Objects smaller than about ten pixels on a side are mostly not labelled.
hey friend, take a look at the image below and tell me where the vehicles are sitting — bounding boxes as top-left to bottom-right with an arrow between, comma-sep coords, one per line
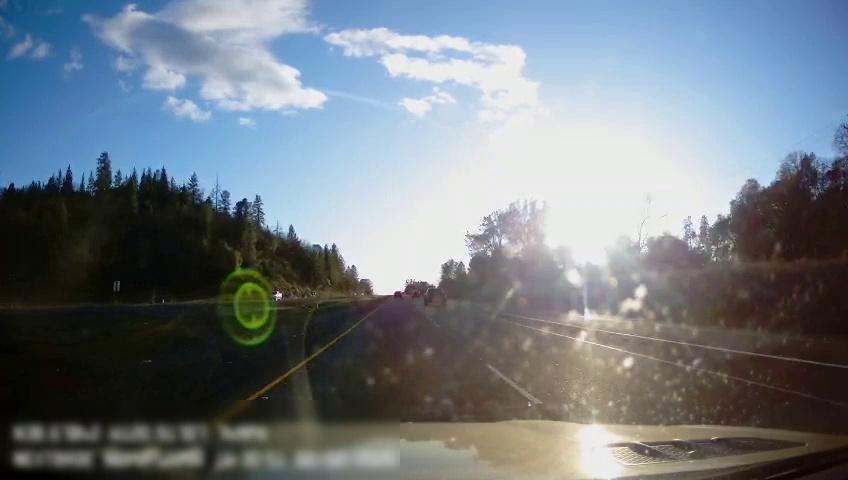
424,288 -> 447,305
268,290 -> 283,301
